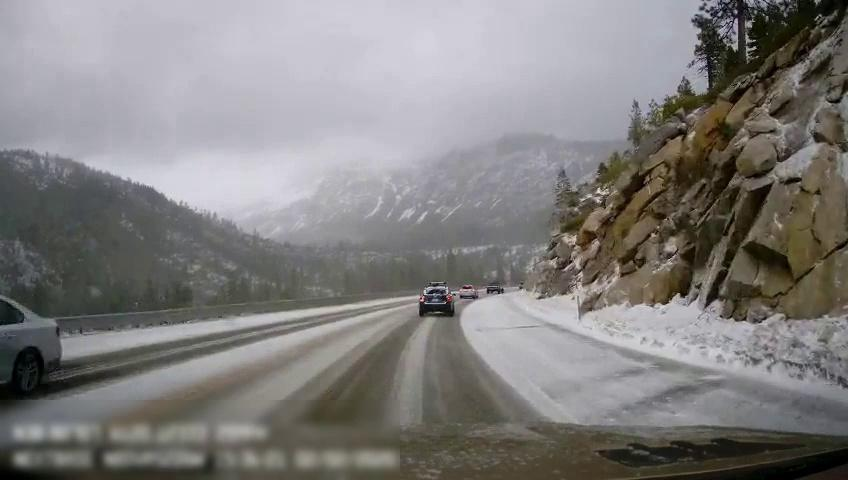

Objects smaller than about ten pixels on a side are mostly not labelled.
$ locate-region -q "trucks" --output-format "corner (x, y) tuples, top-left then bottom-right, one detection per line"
(486, 280), (505, 294)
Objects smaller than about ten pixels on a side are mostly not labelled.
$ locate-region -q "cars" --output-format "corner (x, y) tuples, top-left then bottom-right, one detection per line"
(418, 281), (457, 318)
(0, 292), (62, 398)
(459, 285), (479, 300)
